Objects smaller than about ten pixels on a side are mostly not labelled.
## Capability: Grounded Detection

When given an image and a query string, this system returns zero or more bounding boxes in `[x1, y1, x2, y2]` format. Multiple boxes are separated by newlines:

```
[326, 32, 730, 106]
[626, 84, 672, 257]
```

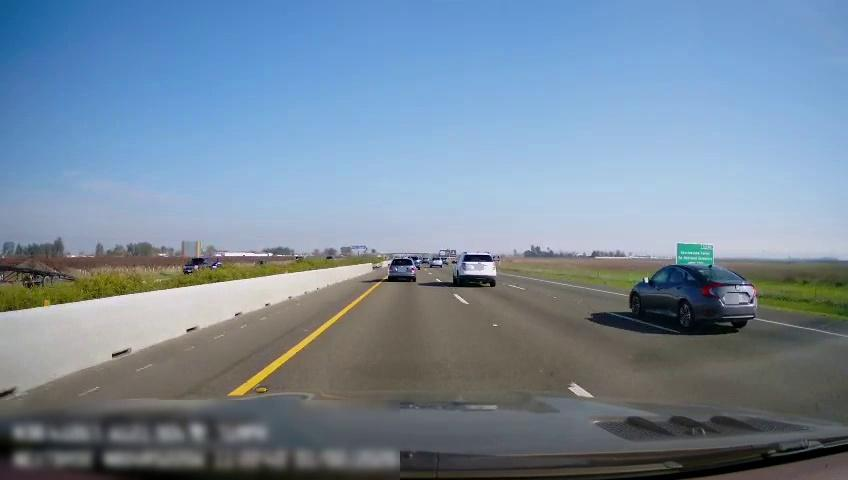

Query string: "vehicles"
[428, 256, 444, 268]
[629, 263, 759, 334]
[450, 253, 497, 288]
[408, 255, 421, 270]
[182, 256, 213, 275]
[388, 257, 417, 282]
